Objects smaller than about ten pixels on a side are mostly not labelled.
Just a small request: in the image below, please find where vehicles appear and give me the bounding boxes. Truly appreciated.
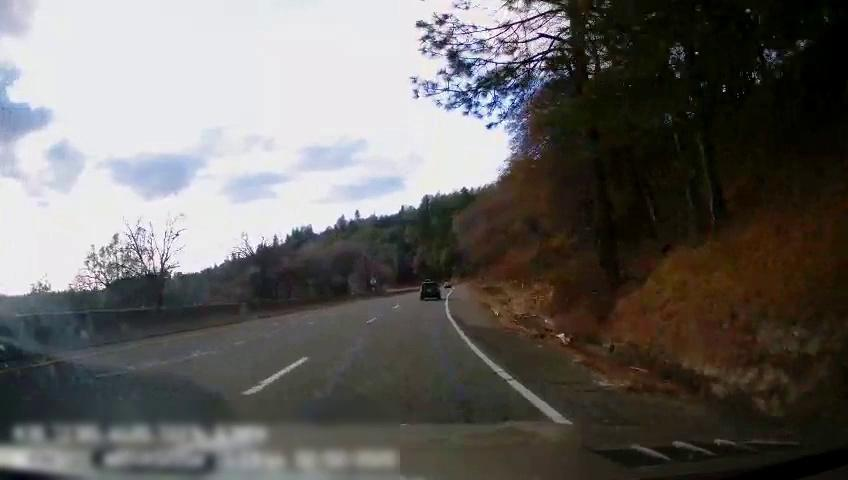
[443,281,453,289]
[419,282,441,301]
